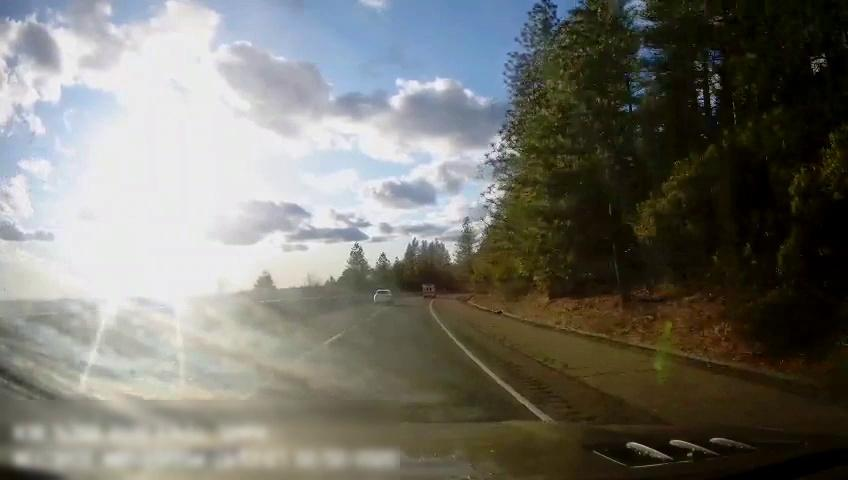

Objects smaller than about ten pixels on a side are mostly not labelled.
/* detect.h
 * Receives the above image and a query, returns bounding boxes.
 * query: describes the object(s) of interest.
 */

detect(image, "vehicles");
[373,288,393,304]
[422,284,437,299]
